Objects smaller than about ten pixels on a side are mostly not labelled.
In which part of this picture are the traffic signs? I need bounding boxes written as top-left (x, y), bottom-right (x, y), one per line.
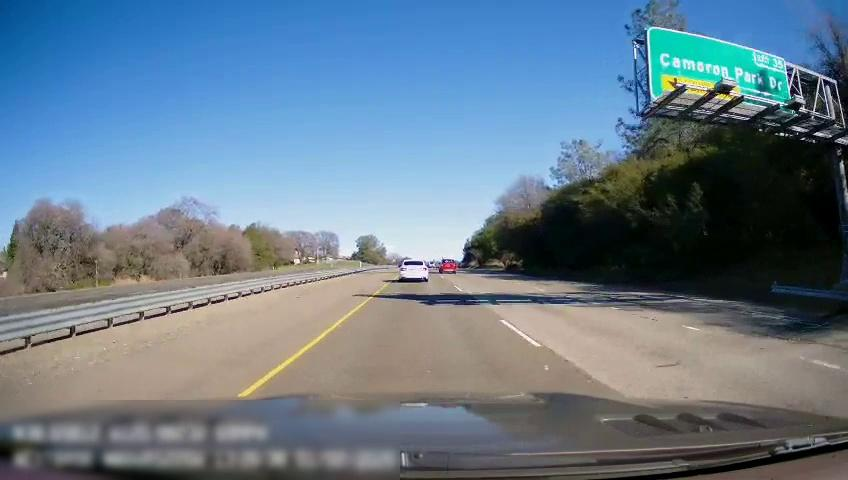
top-left (648, 27), bottom-right (788, 111)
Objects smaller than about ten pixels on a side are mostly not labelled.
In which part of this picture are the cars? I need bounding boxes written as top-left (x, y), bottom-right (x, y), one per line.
top-left (397, 259), bottom-right (429, 284)
top-left (438, 258), bottom-right (459, 275)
